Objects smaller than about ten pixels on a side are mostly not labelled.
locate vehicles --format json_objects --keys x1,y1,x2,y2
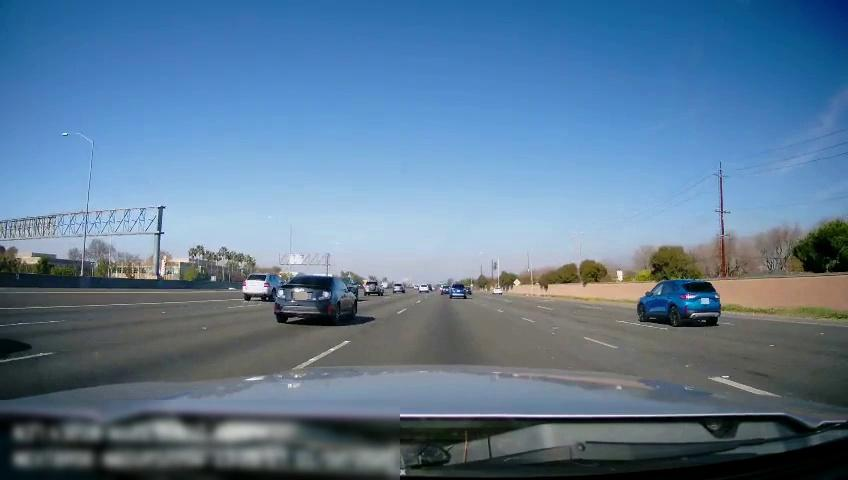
[
  {"x1": 449, "y1": 283, "x2": 467, "y2": 300},
  {"x1": 241, "y1": 272, "x2": 286, "y2": 302},
  {"x1": 337, "y1": 278, "x2": 359, "y2": 303},
  {"x1": 272, "y1": 275, "x2": 360, "y2": 324},
  {"x1": 635, "y1": 279, "x2": 722, "y2": 328},
  {"x1": 393, "y1": 283, "x2": 406, "y2": 294},
  {"x1": 363, "y1": 281, "x2": 384, "y2": 297},
  {"x1": 440, "y1": 285, "x2": 451, "y2": 296},
  {"x1": 418, "y1": 283, "x2": 430, "y2": 294},
  {"x1": 491, "y1": 287, "x2": 503, "y2": 295}
]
